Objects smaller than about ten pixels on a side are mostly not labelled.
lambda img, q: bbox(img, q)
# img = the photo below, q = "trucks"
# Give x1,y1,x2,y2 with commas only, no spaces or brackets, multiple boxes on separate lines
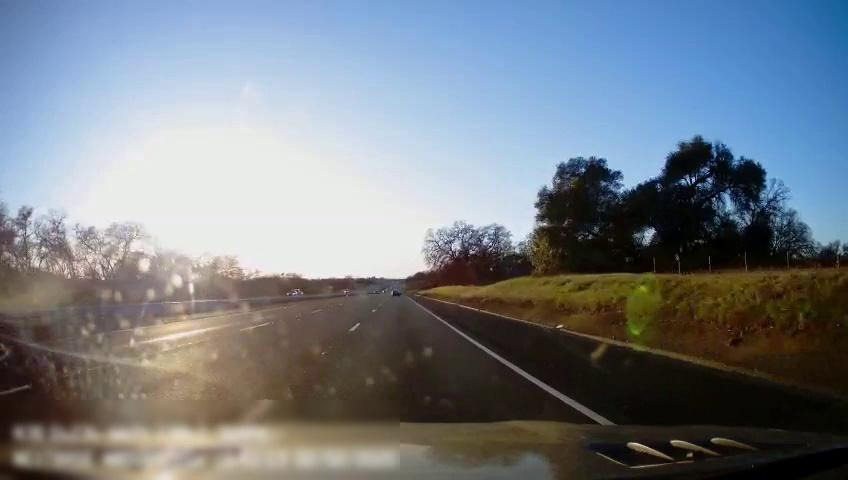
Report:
293,289,304,296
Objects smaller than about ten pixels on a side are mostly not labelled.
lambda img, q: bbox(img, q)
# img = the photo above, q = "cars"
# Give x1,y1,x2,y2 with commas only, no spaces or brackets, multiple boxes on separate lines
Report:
390,289,401,297
286,290,297,296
